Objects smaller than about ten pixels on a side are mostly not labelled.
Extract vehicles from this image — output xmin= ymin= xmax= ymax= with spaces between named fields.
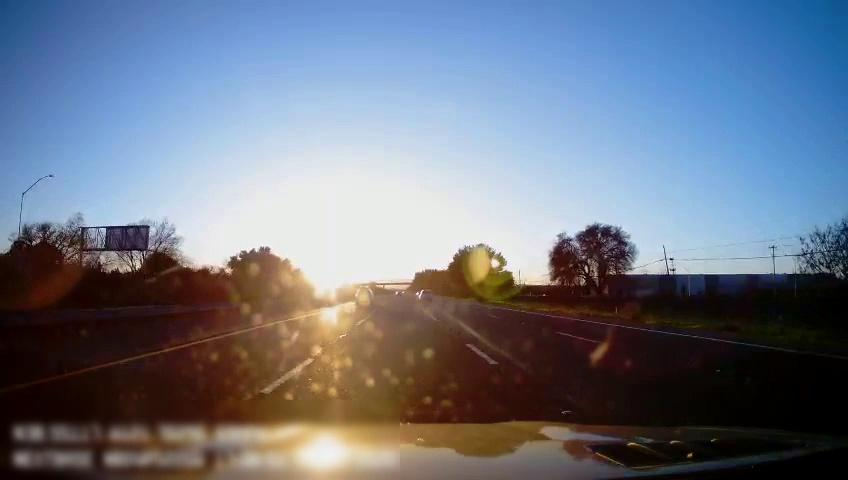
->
xmin=354 ymin=286 xmax=375 ymax=305
xmin=417 ymin=289 xmax=434 ymax=303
